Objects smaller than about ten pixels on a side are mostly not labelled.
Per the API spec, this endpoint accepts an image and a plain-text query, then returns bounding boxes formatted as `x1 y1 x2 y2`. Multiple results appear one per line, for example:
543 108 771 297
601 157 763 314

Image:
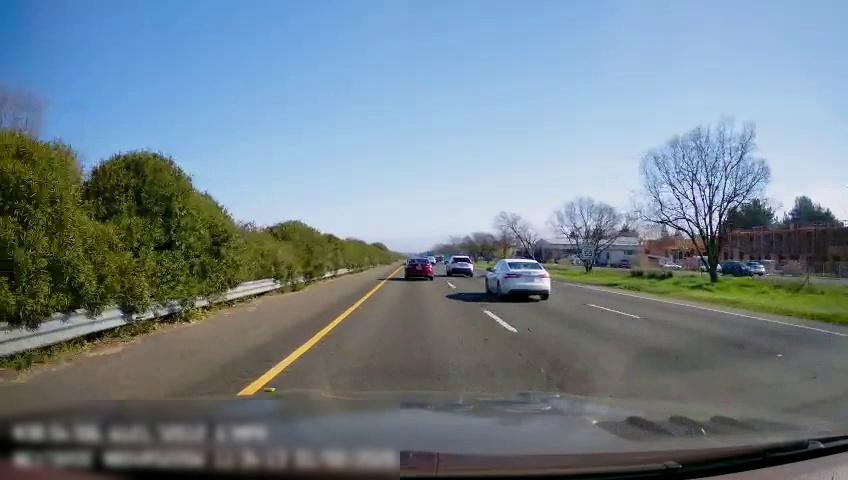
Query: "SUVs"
447 256 473 276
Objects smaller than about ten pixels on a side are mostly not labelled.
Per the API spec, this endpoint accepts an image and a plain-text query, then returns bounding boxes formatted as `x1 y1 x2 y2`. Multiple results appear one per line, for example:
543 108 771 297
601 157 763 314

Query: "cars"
718 260 754 277
401 257 434 280
743 261 767 278
484 258 553 301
